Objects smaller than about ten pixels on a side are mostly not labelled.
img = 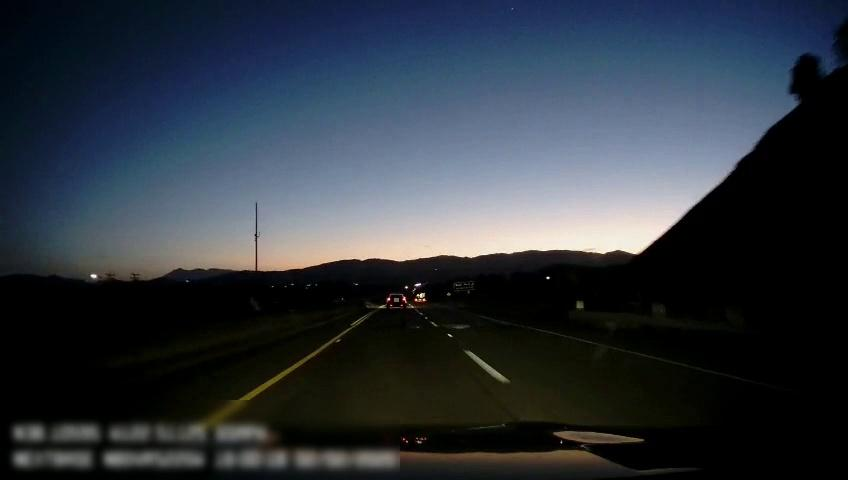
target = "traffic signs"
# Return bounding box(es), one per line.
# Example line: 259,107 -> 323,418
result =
453,281 -> 474,290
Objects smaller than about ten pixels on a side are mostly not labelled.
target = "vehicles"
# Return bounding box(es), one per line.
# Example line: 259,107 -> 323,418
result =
387,294 -> 407,309
412,294 -> 425,304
